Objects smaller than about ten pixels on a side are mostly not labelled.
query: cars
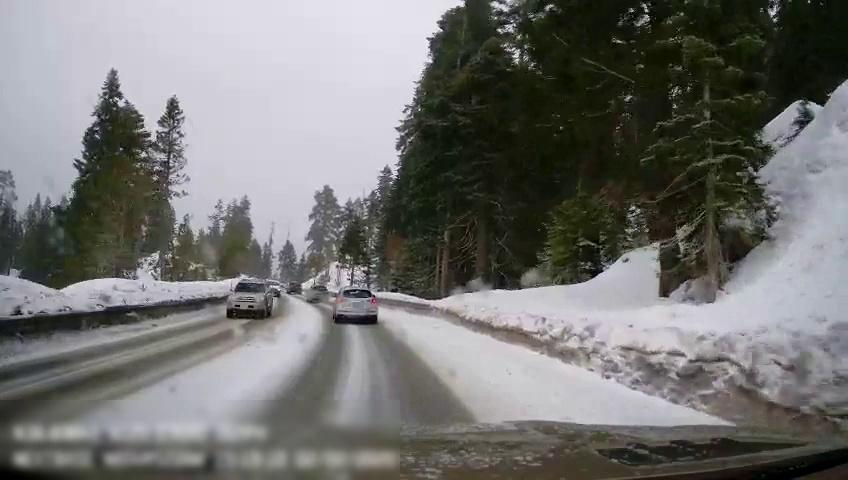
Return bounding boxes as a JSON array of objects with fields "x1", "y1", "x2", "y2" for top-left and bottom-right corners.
[
  {"x1": 286, "y1": 281, "x2": 302, "y2": 295},
  {"x1": 267, "y1": 280, "x2": 283, "y2": 297},
  {"x1": 306, "y1": 285, "x2": 329, "y2": 304}
]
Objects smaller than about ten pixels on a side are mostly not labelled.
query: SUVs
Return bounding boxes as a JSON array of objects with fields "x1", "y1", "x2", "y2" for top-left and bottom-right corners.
[
  {"x1": 226, "y1": 281, "x2": 273, "y2": 319},
  {"x1": 331, "y1": 286, "x2": 377, "y2": 324}
]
